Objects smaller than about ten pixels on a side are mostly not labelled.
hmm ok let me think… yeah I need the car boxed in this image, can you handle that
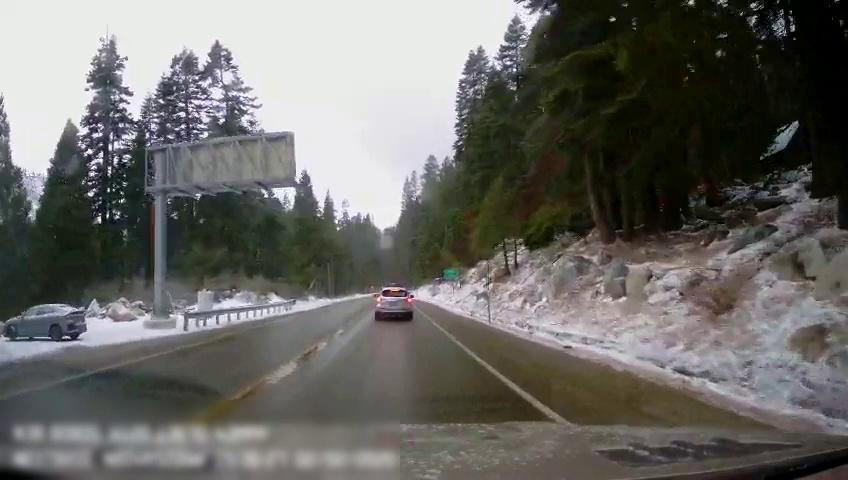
[2,303,88,342]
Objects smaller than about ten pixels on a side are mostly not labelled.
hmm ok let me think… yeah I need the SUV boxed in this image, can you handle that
[374,287,415,322]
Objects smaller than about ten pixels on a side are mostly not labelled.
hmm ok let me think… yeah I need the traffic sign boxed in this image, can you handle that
[442,267,461,281]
